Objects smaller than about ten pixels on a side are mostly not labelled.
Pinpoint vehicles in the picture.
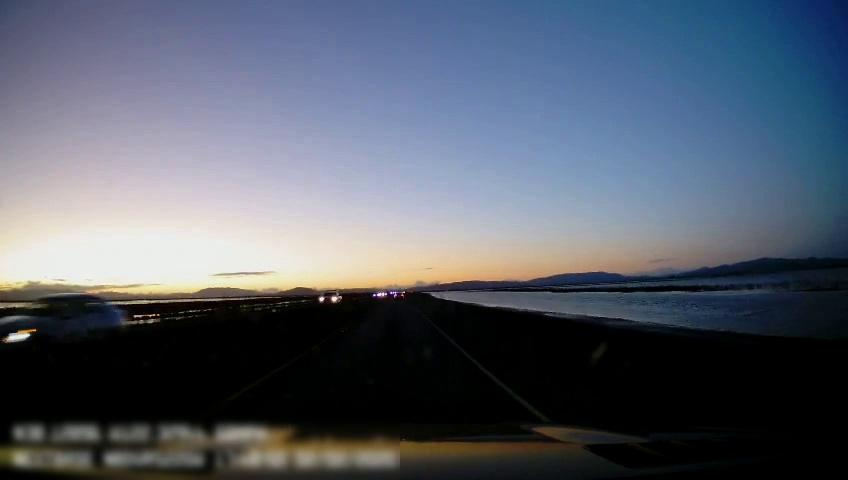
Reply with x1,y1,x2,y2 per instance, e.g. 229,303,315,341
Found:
393,291,405,300
318,290,343,305
0,292,123,354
